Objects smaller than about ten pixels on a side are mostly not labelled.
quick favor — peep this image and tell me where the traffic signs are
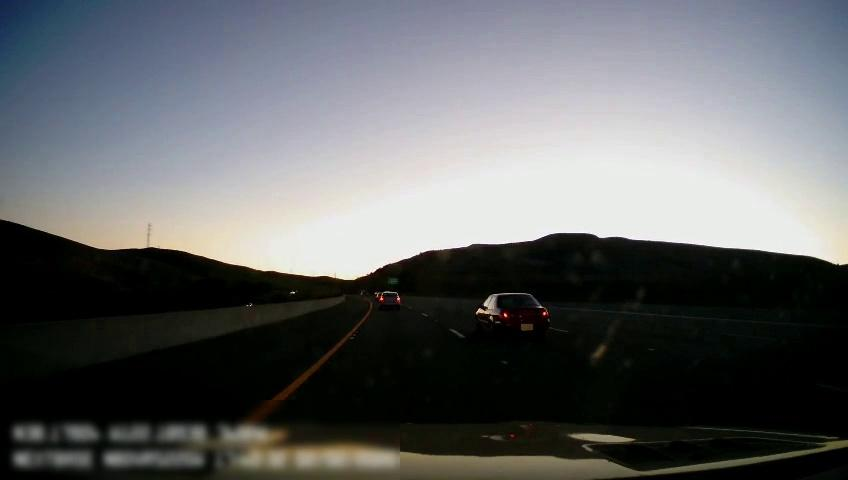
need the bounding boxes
[387,278,399,285]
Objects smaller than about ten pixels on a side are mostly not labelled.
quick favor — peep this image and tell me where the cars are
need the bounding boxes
[379,291,401,310]
[474,293,550,339]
